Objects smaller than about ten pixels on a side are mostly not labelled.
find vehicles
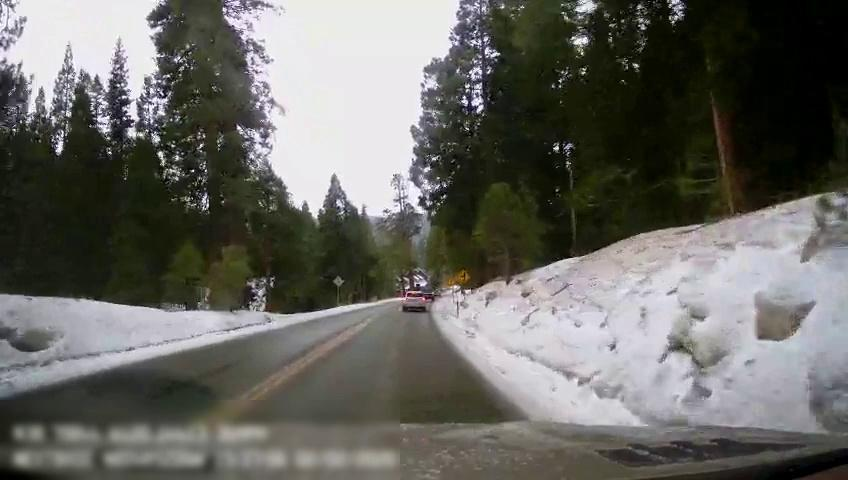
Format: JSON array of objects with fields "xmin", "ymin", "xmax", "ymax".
[
  {"xmin": 403, "ymin": 291, "xmax": 426, "ymax": 312},
  {"xmin": 421, "ymin": 289, "xmax": 435, "ymax": 301}
]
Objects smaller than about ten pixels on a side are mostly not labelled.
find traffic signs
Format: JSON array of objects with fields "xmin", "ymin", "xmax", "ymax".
[{"xmin": 457, "ymin": 270, "xmax": 470, "ymax": 284}]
